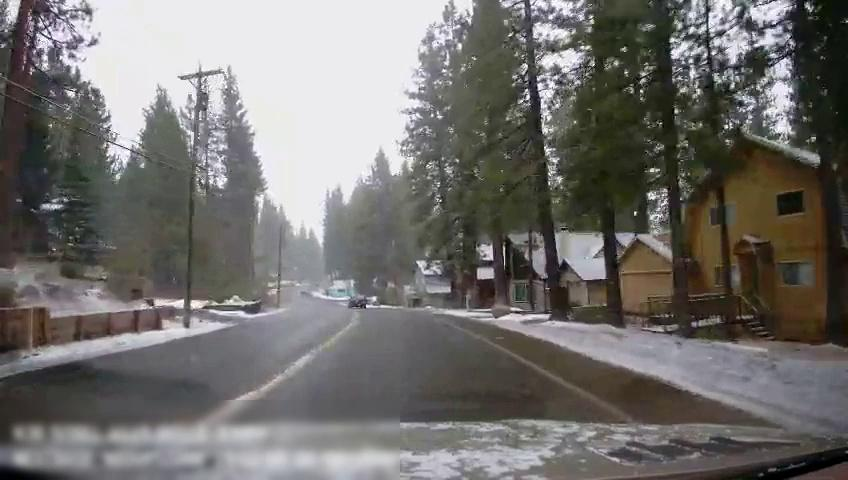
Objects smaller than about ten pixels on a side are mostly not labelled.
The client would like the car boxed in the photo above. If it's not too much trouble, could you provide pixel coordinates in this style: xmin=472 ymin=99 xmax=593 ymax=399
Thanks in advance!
xmin=347 ymin=295 xmax=367 ymax=309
